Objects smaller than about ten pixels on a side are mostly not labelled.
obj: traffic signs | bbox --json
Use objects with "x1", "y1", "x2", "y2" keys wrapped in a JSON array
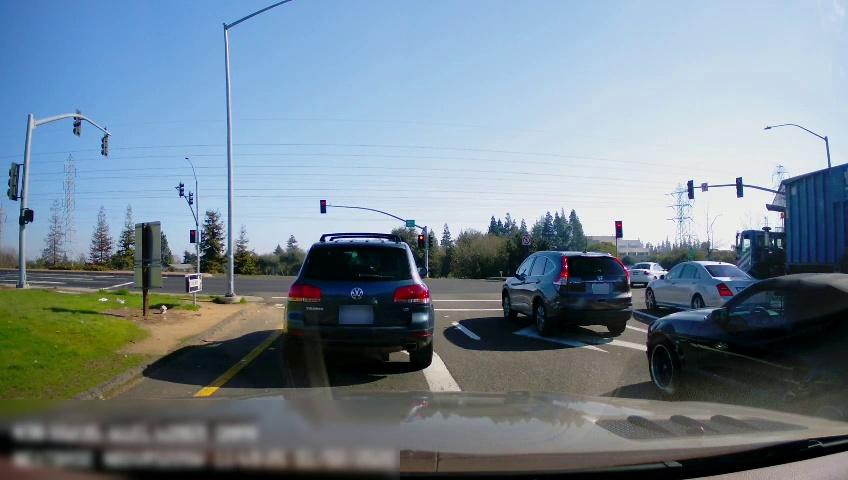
[{"x1": 405, "y1": 220, "x2": 416, "y2": 229}]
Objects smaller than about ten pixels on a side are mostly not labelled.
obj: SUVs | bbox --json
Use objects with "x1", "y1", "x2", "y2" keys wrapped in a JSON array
[
  {"x1": 502, "y1": 252, "x2": 637, "y2": 340},
  {"x1": 283, "y1": 241, "x2": 435, "y2": 373}
]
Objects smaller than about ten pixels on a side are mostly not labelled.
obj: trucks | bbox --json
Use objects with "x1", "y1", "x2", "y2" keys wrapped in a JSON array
[{"x1": 733, "y1": 162, "x2": 848, "y2": 279}]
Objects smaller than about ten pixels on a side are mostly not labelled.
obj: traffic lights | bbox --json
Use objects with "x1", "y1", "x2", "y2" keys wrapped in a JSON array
[
  {"x1": 100, "y1": 134, "x2": 108, "y2": 157},
  {"x1": 4, "y1": 164, "x2": 17, "y2": 202},
  {"x1": 687, "y1": 180, "x2": 696, "y2": 202},
  {"x1": 22, "y1": 209, "x2": 33, "y2": 224},
  {"x1": 429, "y1": 237, "x2": 435, "y2": 250},
  {"x1": 320, "y1": 200, "x2": 327, "y2": 215},
  {"x1": 70, "y1": 112, "x2": 81, "y2": 137},
  {"x1": 187, "y1": 193, "x2": 194, "y2": 207},
  {"x1": 616, "y1": 221, "x2": 625, "y2": 241},
  {"x1": 176, "y1": 183, "x2": 185, "y2": 199},
  {"x1": 417, "y1": 237, "x2": 425, "y2": 249},
  {"x1": 190, "y1": 231, "x2": 197, "y2": 245}
]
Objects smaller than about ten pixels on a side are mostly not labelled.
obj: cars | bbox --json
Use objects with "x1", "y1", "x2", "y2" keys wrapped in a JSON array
[
  {"x1": 643, "y1": 259, "x2": 757, "y2": 312},
  {"x1": 646, "y1": 273, "x2": 848, "y2": 415},
  {"x1": 628, "y1": 262, "x2": 669, "y2": 288}
]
